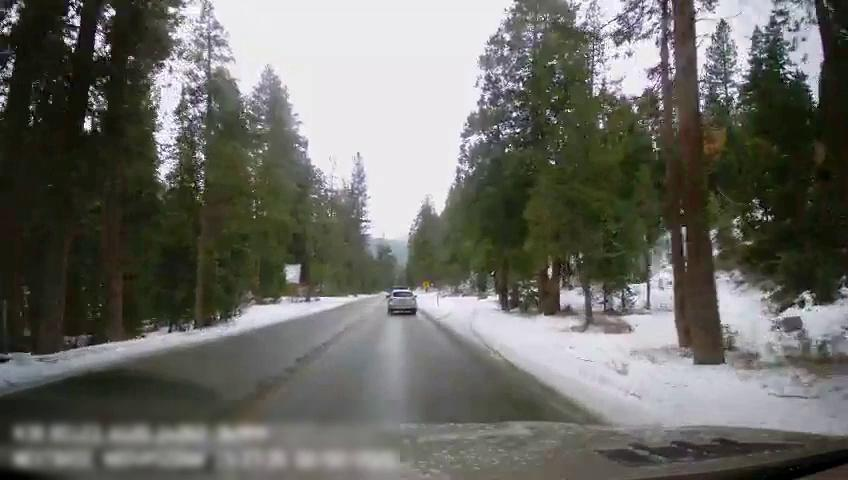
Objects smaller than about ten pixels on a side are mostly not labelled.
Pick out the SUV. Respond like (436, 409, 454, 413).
(385, 289, 418, 316)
